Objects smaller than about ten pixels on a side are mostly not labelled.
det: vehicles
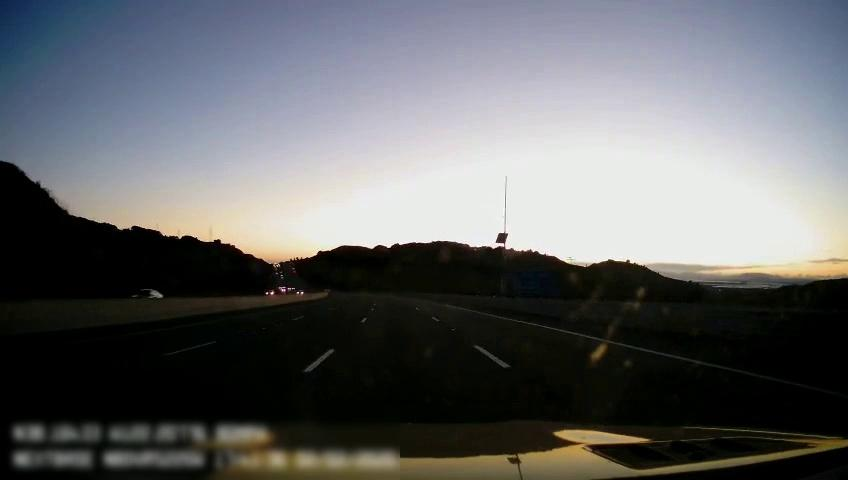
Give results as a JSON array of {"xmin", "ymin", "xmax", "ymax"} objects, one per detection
[
  {"xmin": 131, "ymin": 288, "xmax": 164, "ymax": 299},
  {"xmin": 265, "ymin": 289, "xmax": 275, "ymax": 296}
]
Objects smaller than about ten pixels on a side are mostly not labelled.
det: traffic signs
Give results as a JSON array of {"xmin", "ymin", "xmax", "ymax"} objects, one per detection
[{"xmin": 515, "ymin": 268, "xmax": 552, "ymax": 297}]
